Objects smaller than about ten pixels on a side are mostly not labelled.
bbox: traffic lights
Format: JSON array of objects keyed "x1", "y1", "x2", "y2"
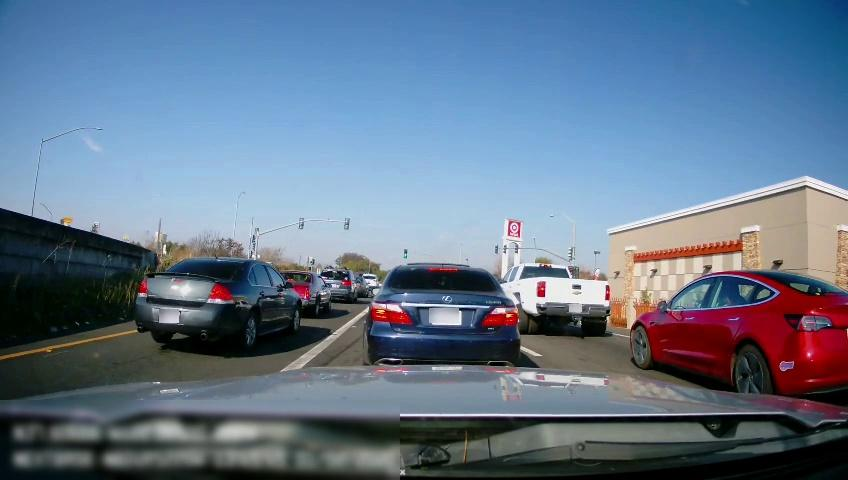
[
  {"x1": 343, "y1": 217, "x2": 351, "y2": 231},
  {"x1": 403, "y1": 248, "x2": 409, "y2": 260},
  {"x1": 502, "y1": 244, "x2": 508, "y2": 255},
  {"x1": 573, "y1": 265, "x2": 581, "y2": 280},
  {"x1": 566, "y1": 247, "x2": 574, "y2": 262},
  {"x1": 494, "y1": 244, "x2": 500, "y2": 256},
  {"x1": 298, "y1": 217, "x2": 305, "y2": 230},
  {"x1": 567, "y1": 265, "x2": 578, "y2": 280},
  {"x1": 513, "y1": 243, "x2": 520, "y2": 254}
]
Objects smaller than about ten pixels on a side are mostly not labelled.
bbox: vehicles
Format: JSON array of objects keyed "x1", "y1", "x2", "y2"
[
  {"x1": 496, "y1": 262, "x2": 613, "y2": 336},
  {"x1": 628, "y1": 267, "x2": 848, "y2": 397},
  {"x1": 361, "y1": 262, "x2": 523, "y2": 369},
  {"x1": 352, "y1": 275, "x2": 370, "y2": 298},
  {"x1": 361, "y1": 272, "x2": 380, "y2": 292},
  {"x1": 317, "y1": 264, "x2": 360, "y2": 305},
  {"x1": 274, "y1": 269, "x2": 333, "y2": 317},
  {"x1": 133, "y1": 256, "x2": 304, "y2": 349}
]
